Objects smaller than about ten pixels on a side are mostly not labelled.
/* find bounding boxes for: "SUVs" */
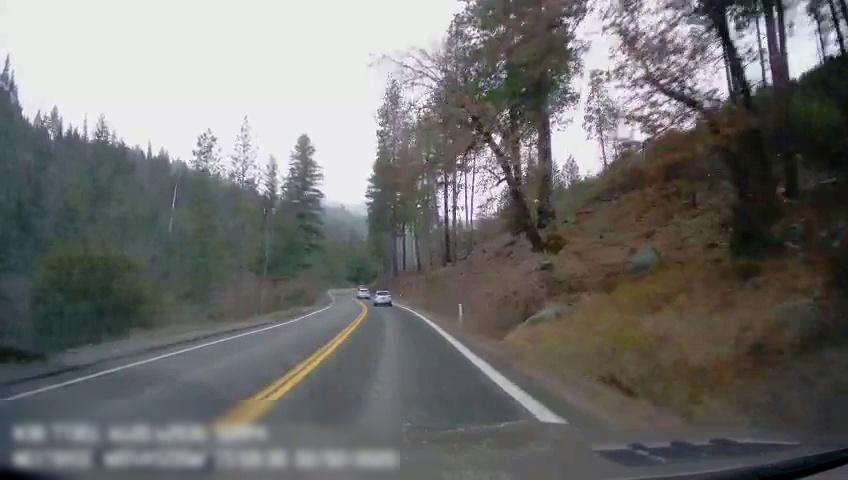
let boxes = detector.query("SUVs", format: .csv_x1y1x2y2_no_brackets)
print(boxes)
373,290,392,307
357,288,370,299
